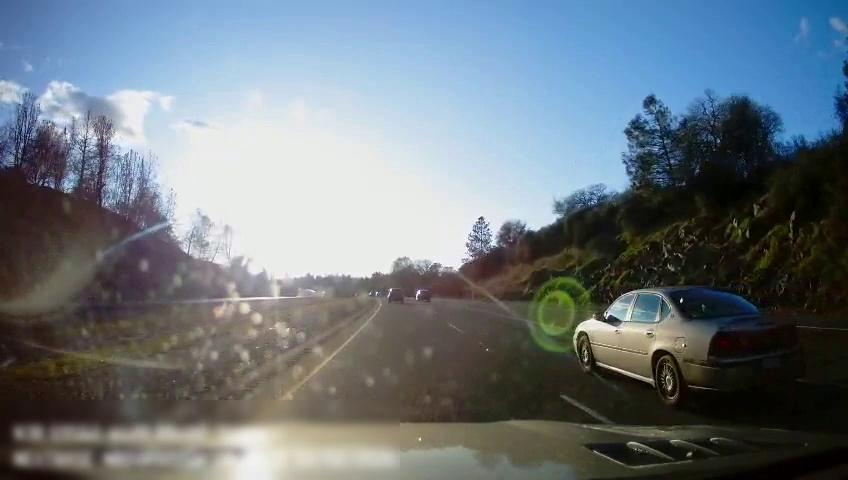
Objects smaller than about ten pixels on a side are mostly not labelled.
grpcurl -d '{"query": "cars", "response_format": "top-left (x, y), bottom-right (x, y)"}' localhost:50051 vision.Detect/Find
top-left (388, 289), bottom-right (403, 303)
top-left (572, 286), bottom-right (806, 410)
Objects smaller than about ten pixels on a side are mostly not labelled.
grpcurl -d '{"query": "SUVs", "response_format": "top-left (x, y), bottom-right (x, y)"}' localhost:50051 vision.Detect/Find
top-left (416, 290), bottom-right (431, 301)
